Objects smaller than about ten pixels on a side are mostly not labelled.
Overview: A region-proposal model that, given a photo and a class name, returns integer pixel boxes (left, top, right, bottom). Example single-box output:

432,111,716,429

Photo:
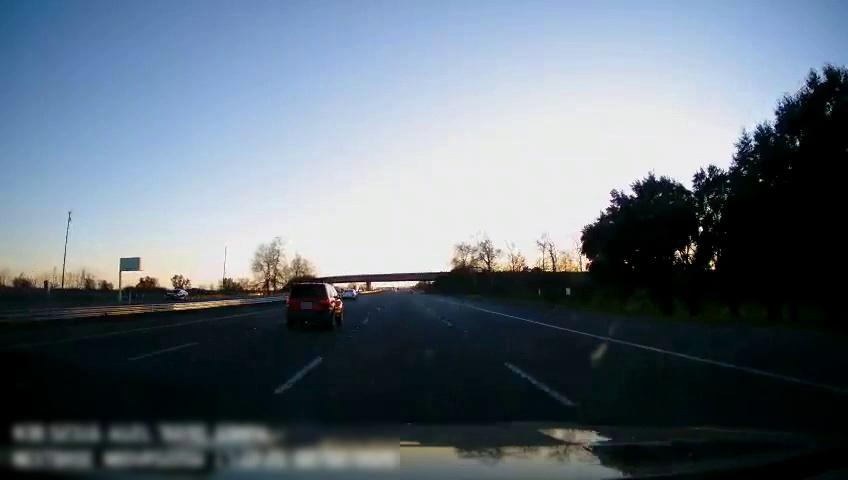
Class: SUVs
286,280,344,329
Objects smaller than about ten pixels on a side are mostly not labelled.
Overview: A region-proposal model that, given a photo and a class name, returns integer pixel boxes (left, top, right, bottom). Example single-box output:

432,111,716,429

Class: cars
341,288,358,301
164,289,189,301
